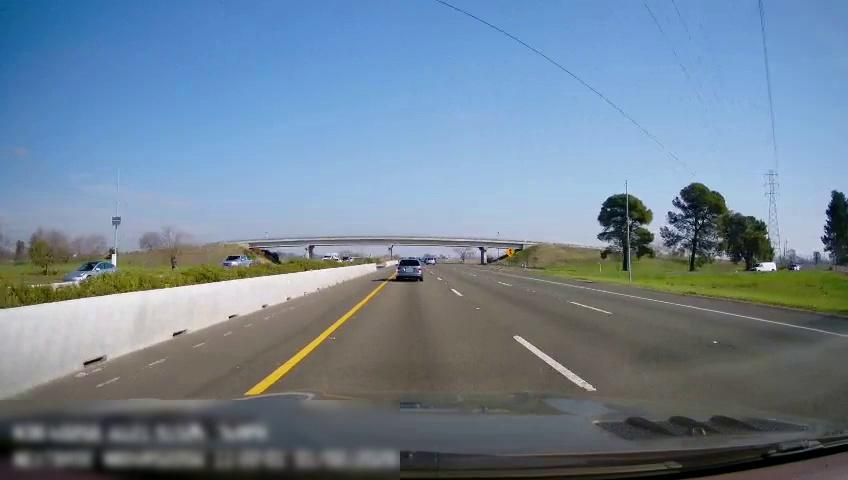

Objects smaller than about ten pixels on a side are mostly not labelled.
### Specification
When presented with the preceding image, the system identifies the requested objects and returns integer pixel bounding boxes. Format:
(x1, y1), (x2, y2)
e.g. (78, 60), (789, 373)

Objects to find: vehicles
(395, 258), (425, 282)
(787, 263), (801, 271)
(62, 261), (118, 284)
(751, 262), (777, 272)
(425, 256), (436, 266)
(221, 254), (255, 271)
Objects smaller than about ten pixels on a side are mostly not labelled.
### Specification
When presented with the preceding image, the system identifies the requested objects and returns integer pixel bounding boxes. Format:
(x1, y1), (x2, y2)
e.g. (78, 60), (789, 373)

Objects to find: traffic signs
(504, 246), (515, 257)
